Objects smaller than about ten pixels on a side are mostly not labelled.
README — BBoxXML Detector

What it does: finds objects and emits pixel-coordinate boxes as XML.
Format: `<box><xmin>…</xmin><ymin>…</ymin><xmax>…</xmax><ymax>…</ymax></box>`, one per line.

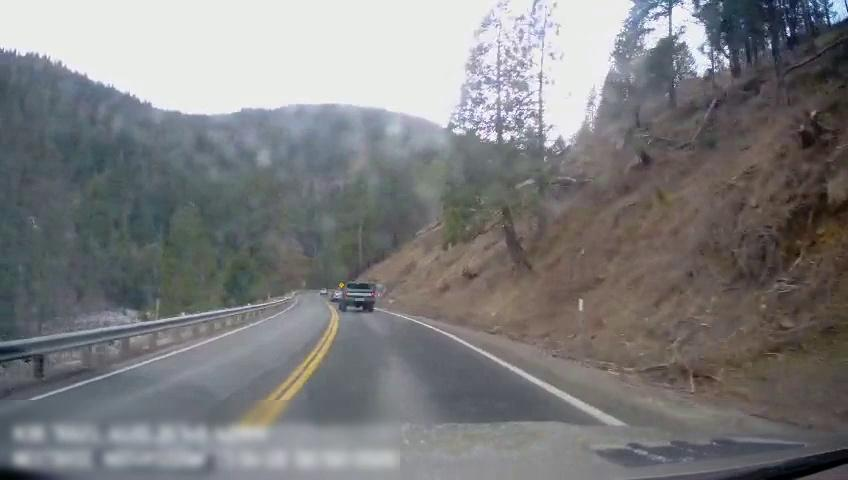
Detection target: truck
<box><xmin>338</xmin><ymin>281</ymin><xmax>375</xmax><ymax>313</ymax></box>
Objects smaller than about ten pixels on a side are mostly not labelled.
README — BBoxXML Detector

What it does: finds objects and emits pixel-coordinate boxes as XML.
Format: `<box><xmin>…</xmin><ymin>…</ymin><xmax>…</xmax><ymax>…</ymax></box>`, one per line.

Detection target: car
<box><xmin>330</xmin><ymin>290</ymin><xmax>343</xmax><ymax>302</ymax></box>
